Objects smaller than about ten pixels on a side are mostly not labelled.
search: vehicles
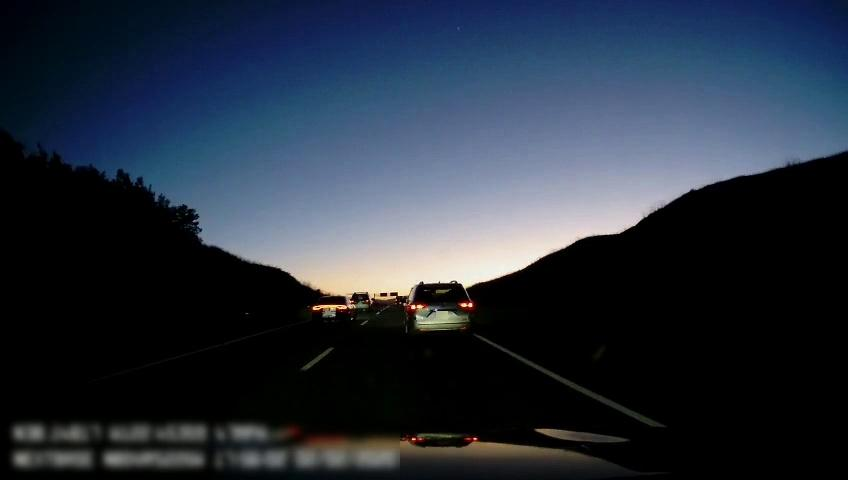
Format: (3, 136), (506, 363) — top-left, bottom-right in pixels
(399, 280), (475, 339)
(310, 295), (357, 328)
(401, 296), (410, 311)
(349, 291), (375, 313)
